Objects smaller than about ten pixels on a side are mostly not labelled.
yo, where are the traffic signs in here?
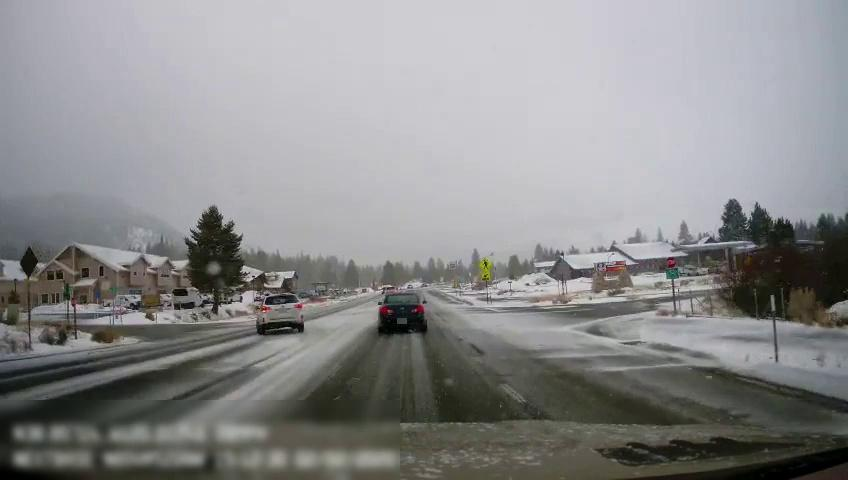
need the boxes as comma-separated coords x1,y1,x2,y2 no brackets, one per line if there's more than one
666,268,679,279
479,258,493,272
666,257,677,268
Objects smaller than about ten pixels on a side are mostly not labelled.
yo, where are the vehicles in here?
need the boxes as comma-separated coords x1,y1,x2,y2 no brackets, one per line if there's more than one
386,286,399,293
376,292,427,334
159,294,173,306
128,295,145,307
707,264,728,274
217,290,243,305
255,294,304,335
254,292,269,302
103,295,141,310
172,288,205,310
687,267,706,277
